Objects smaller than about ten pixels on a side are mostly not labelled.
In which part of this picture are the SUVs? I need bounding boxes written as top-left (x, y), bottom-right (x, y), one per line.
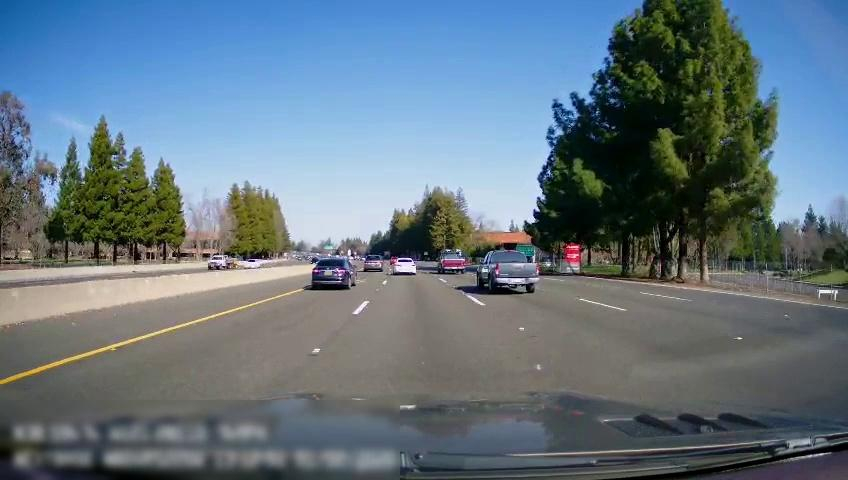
top-left (363, 254), bottom-right (384, 273)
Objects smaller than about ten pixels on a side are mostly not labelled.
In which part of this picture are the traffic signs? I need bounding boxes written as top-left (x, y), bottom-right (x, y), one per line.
top-left (515, 244), bottom-right (536, 257)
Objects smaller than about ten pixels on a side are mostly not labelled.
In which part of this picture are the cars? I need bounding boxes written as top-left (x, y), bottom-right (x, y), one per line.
top-left (244, 258), bottom-right (261, 269)
top-left (311, 258), bottom-right (358, 290)
top-left (392, 257), bottom-right (417, 276)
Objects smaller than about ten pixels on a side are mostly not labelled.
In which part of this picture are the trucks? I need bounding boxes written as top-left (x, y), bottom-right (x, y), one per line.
top-left (437, 249), bottom-right (468, 275)
top-left (476, 249), bottom-right (537, 292)
top-left (207, 254), bottom-right (239, 271)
